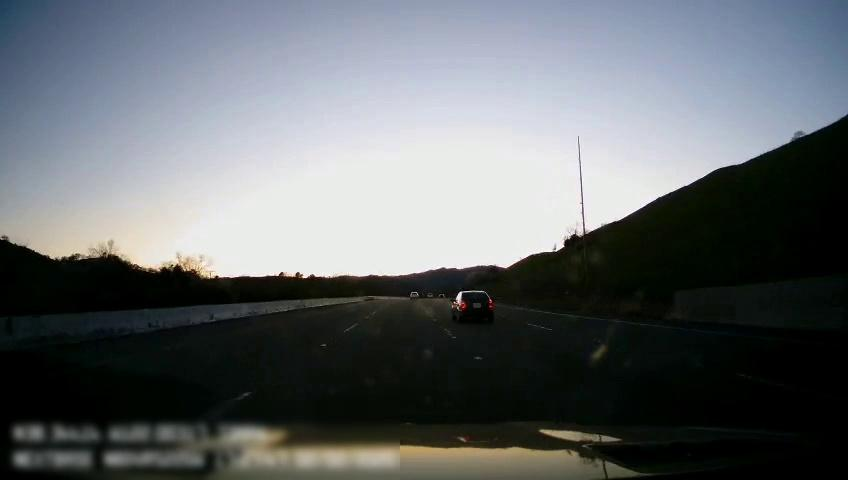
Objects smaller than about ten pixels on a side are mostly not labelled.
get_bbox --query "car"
[450,290,494,322]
